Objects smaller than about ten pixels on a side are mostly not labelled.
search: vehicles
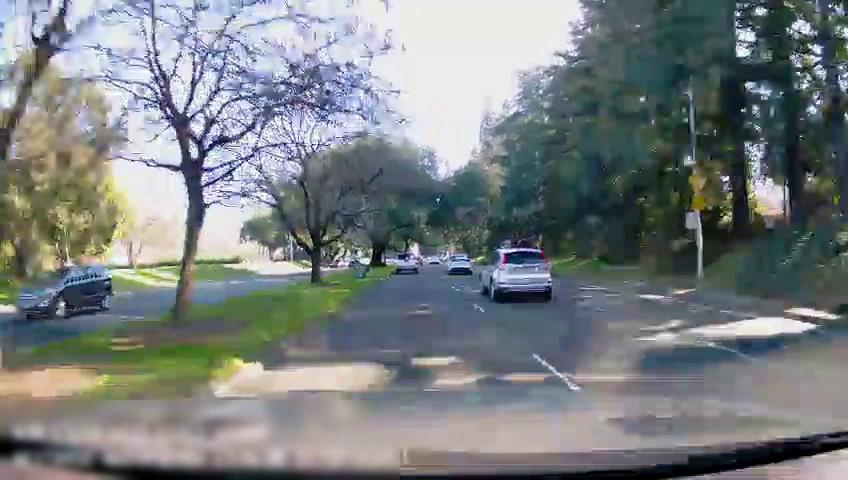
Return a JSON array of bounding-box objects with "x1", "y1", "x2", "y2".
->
[
  {"x1": 477, "y1": 247, "x2": 554, "y2": 304},
  {"x1": 394, "y1": 253, "x2": 419, "y2": 275},
  {"x1": 427, "y1": 255, "x2": 441, "y2": 265},
  {"x1": 447, "y1": 254, "x2": 473, "y2": 274},
  {"x1": 16, "y1": 262, "x2": 115, "y2": 322}
]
